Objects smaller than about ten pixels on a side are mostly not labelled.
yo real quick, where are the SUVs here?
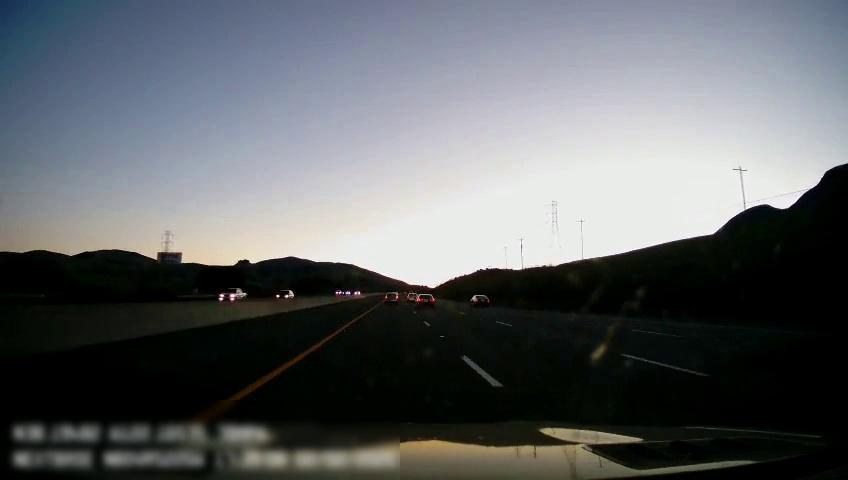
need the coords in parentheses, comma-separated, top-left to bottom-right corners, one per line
(275, 290, 295, 300)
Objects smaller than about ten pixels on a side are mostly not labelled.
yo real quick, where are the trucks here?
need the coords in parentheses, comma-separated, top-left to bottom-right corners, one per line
(217, 288, 248, 302)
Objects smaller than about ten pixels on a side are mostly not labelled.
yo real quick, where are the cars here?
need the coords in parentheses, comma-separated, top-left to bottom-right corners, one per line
(415, 294, 435, 308)
(384, 292, 399, 305)
(406, 293, 419, 303)
(470, 295, 489, 307)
